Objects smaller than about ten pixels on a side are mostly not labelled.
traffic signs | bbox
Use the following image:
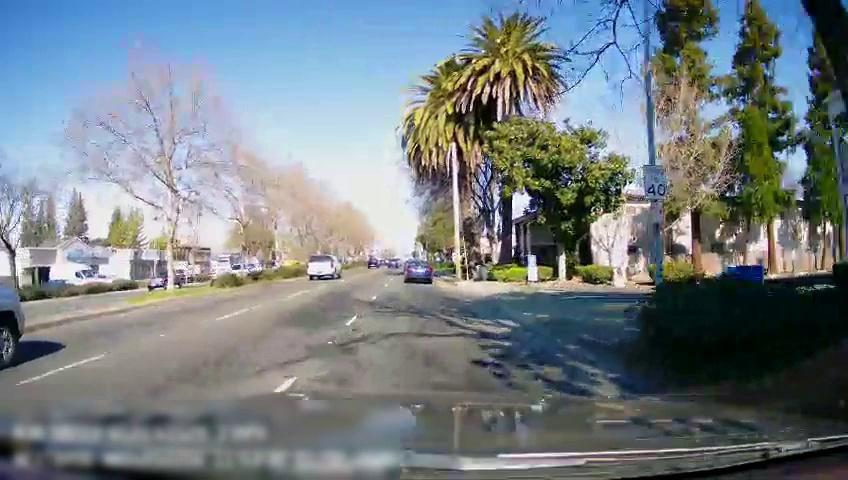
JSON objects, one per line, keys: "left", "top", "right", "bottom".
{"left": 641, "top": 164, "right": 667, "bottom": 202}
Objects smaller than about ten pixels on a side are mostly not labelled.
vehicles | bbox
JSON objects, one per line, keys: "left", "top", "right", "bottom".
{"left": 0, "top": 287, "right": 29, "bottom": 369}
{"left": 368, "top": 259, "right": 380, "bottom": 268}
{"left": 145, "top": 270, "right": 187, "bottom": 293}
{"left": 307, "top": 255, "right": 341, "bottom": 280}
{"left": 404, "top": 258, "right": 432, "bottom": 282}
